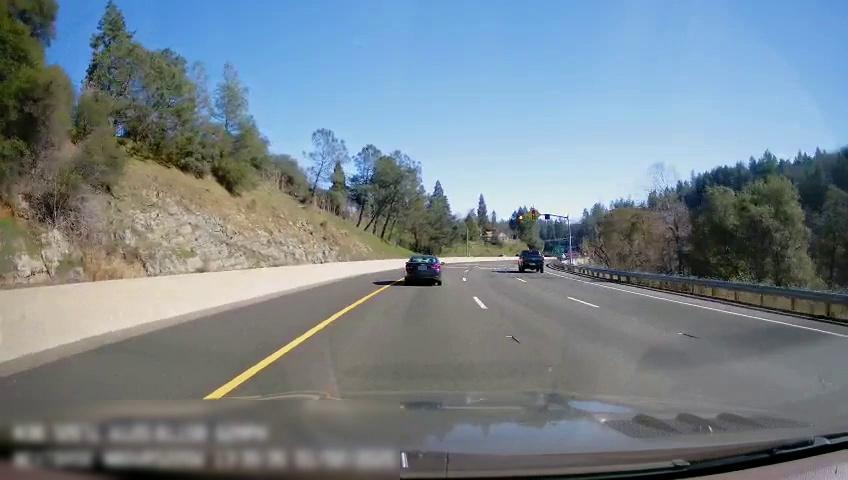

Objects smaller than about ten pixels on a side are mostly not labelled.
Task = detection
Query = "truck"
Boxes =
[515,248,545,274]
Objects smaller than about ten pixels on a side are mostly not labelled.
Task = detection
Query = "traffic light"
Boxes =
[530,208,537,220]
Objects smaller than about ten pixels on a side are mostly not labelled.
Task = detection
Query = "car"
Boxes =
[404,254,447,285]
